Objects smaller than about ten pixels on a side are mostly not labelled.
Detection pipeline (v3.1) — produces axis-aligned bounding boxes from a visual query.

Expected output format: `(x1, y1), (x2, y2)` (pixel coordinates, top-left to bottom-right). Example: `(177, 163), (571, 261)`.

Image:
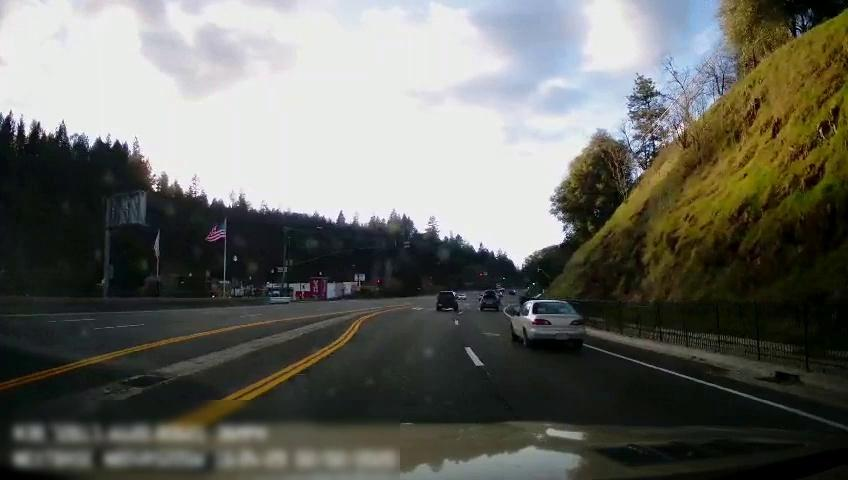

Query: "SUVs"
(479, 289), (499, 310)
(435, 290), (460, 313)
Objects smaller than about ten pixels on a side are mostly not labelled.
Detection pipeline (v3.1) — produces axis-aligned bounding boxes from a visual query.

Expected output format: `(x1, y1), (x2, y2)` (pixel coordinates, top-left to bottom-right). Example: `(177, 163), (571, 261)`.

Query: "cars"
(509, 299), (587, 349)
